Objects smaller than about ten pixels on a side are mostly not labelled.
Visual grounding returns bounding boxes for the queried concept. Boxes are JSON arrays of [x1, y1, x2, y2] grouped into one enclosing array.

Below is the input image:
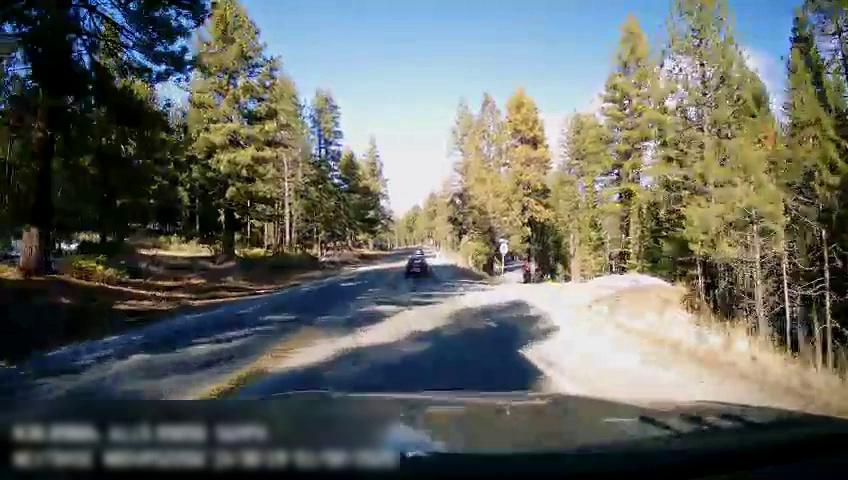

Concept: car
[[406, 256, 427, 273]]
